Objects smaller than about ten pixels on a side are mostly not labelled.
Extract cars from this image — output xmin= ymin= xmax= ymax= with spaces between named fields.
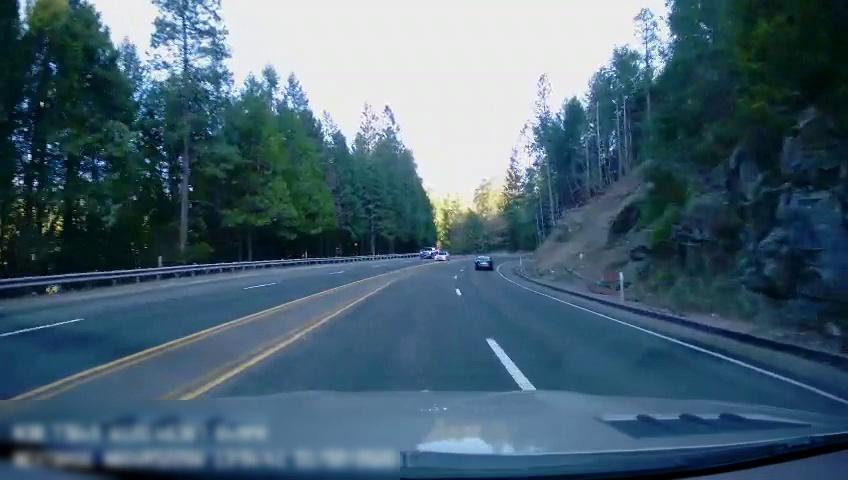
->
xmin=475 ymin=256 xmax=492 ymax=270
xmin=434 ymin=251 xmax=448 ymax=261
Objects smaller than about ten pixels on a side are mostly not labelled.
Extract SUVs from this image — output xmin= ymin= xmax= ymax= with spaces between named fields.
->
xmin=419 ymin=248 xmax=433 ymax=259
